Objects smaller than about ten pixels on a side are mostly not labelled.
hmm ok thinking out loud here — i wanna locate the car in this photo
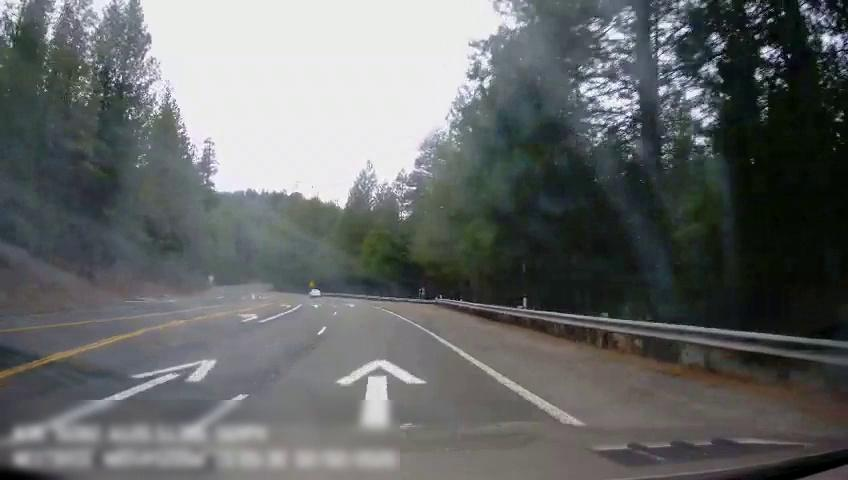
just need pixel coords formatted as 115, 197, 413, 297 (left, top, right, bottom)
309, 288, 322, 298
